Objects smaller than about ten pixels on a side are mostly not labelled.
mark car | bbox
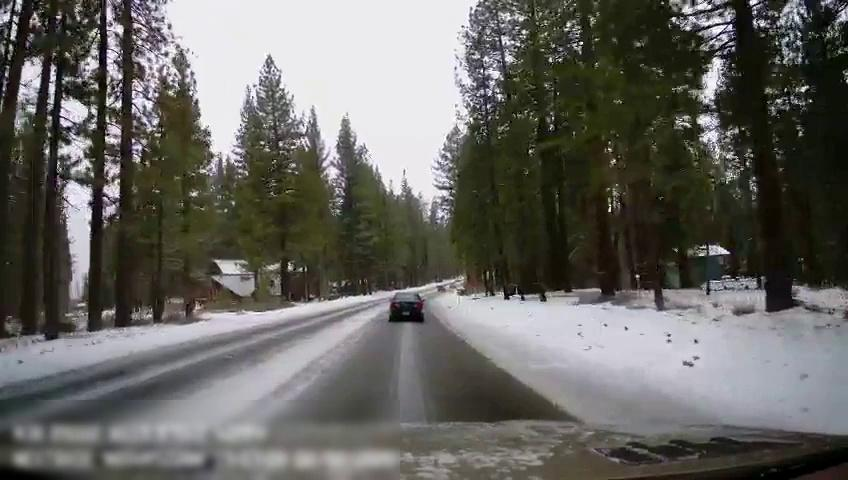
[389,291,425,322]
